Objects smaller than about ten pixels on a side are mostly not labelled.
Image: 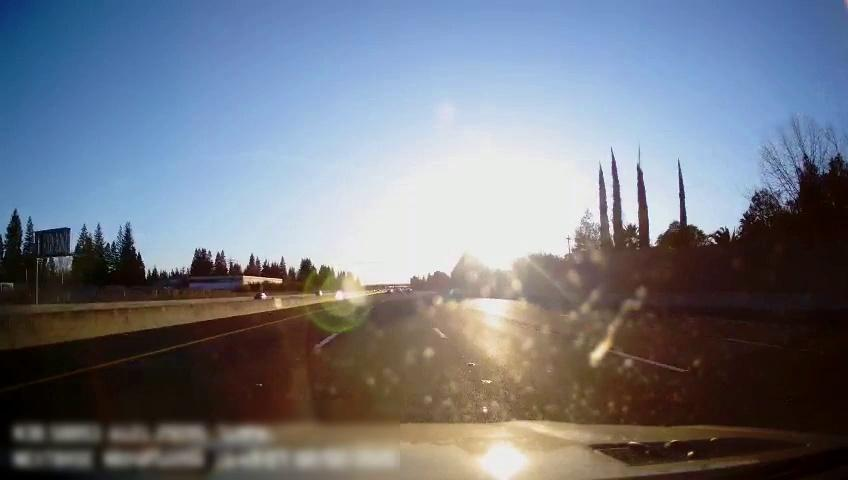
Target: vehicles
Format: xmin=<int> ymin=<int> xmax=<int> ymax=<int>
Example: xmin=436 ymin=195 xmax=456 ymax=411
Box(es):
xmin=450 ymin=289 xmax=464 ymax=301
xmin=254 ymin=292 xmax=268 ymax=300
